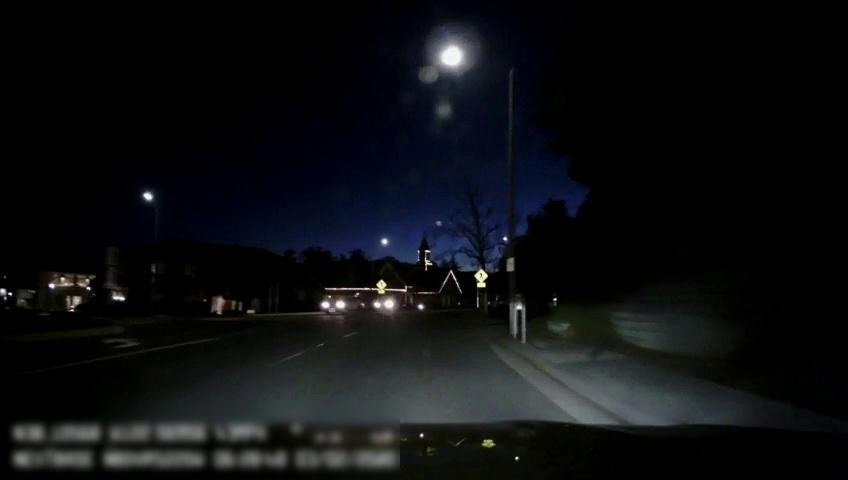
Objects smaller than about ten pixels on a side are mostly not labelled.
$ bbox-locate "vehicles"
[374,297,394,313]
[322,296,354,315]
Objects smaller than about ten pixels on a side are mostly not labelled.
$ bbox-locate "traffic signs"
[474,268,488,282]
[375,279,388,290]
